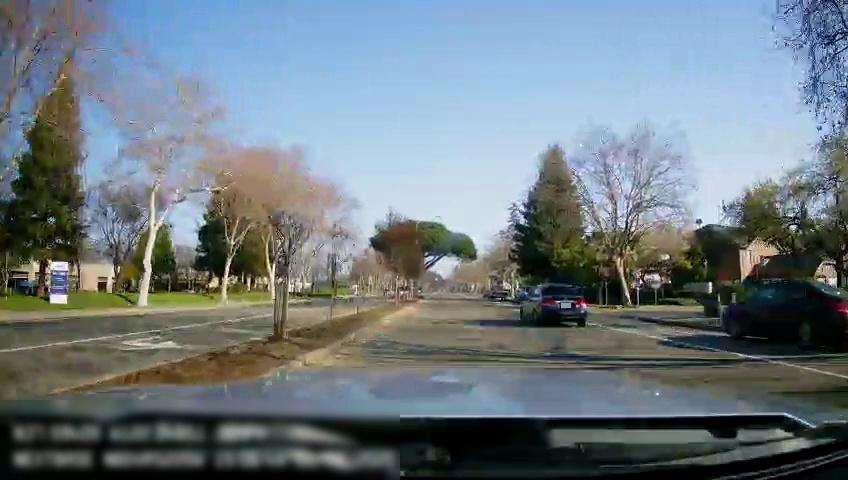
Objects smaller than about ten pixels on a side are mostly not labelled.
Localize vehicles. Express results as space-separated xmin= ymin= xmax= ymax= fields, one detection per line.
xmin=512 ymin=286 xmax=531 ymax=305
xmin=518 ymin=283 xmax=594 ymax=328
xmin=720 ymin=277 xmax=848 ymax=353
